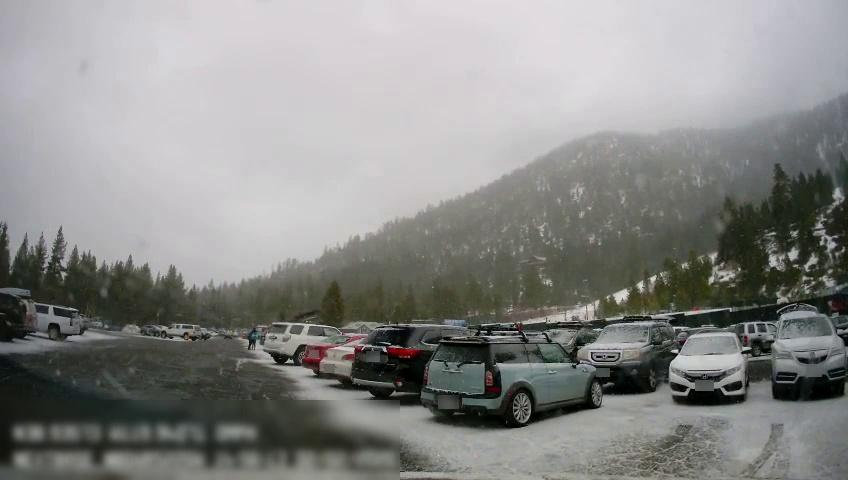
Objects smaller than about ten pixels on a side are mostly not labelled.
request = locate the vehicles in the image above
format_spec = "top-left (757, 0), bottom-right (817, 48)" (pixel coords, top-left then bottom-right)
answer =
top-left (761, 310), bottom-right (848, 403)
top-left (668, 332), bottom-right (754, 402)
top-left (350, 324), bottom-right (476, 400)
top-left (0, 291), bottom-right (28, 343)
top-left (319, 336), bottom-right (367, 388)
top-left (159, 323), bottom-right (201, 341)
top-left (303, 334), bottom-right (367, 376)
top-left (577, 322), bottom-right (679, 393)
top-left (420, 338), bottom-right (603, 426)
top-left (545, 329), bottom-right (599, 360)
top-left (88, 316), bottom-right (98, 337)
top-left (34, 302), bottom-right (82, 341)
top-left (29, 303), bottom-right (44, 340)
top-left (728, 321), bottom-right (776, 356)
top-left (262, 322), bottom-right (343, 366)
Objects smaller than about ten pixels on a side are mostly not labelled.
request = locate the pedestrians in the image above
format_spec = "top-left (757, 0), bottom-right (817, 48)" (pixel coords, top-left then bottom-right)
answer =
top-left (251, 331), bottom-right (257, 350)
top-left (247, 331), bottom-right (251, 351)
